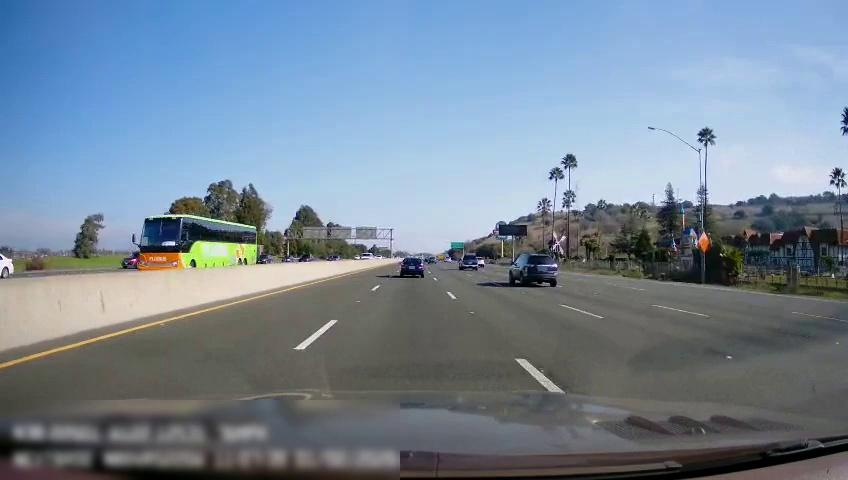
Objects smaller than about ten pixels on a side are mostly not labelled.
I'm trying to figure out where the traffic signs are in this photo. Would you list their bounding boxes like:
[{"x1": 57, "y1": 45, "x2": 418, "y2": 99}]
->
[
  {"x1": 302, "y1": 225, "x2": 327, "y2": 240},
  {"x1": 697, "y1": 232, "x2": 711, "y2": 253},
  {"x1": 450, "y1": 240, "x2": 465, "y2": 251},
  {"x1": 355, "y1": 226, "x2": 377, "y2": 240},
  {"x1": 330, "y1": 225, "x2": 352, "y2": 240}
]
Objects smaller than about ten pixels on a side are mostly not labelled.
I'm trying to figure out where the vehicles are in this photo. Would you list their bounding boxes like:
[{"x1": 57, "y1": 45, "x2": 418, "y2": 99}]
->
[
  {"x1": 398, "y1": 257, "x2": 425, "y2": 279},
  {"x1": 298, "y1": 254, "x2": 316, "y2": 263},
  {"x1": 131, "y1": 213, "x2": 258, "y2": 272},
  {"x1": 119, "y1": 251, "x2": 141, "y2": 270},
  {"x1": 0, "y1": 251, "x2": 15, "y2": 279},
  {"x1": 255, "y1": 253, "x2": 273, "y2": 265},
  {"x1": 477, "y1": 257, "x2": 485, "y2": 268},
  {"x1": 326, "y1": 255, "x2": 342, "y2": 261},
  {"x1": 508, "y1": 252, "x2": 558, "y2": 287},
  {"x1": 359, "y1": 252, "x2": 376, "y2": 261},
  {"x1": 458, "y1": 254, "x2": 479, "y2": 272}
]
